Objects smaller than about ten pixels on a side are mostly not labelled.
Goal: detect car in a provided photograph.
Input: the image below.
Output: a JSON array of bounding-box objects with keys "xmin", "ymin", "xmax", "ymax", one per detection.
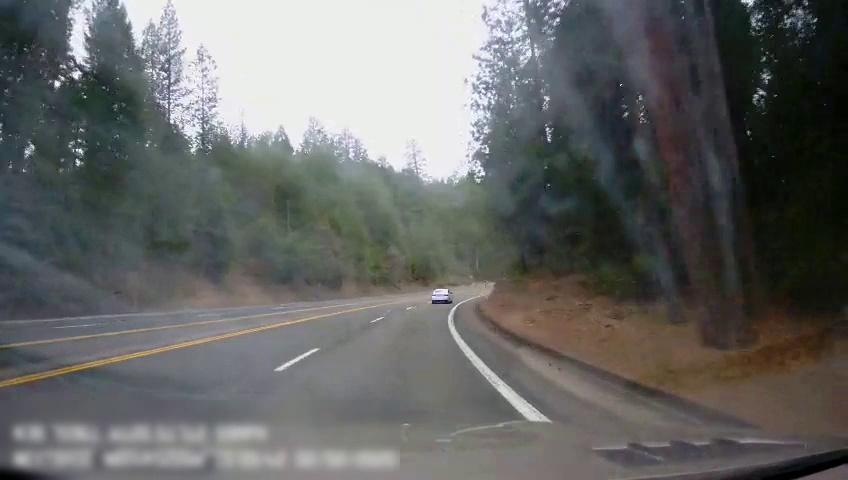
[{"xmin": 431, "ymin": 288, "xmax": 453, "ymax": 305}]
